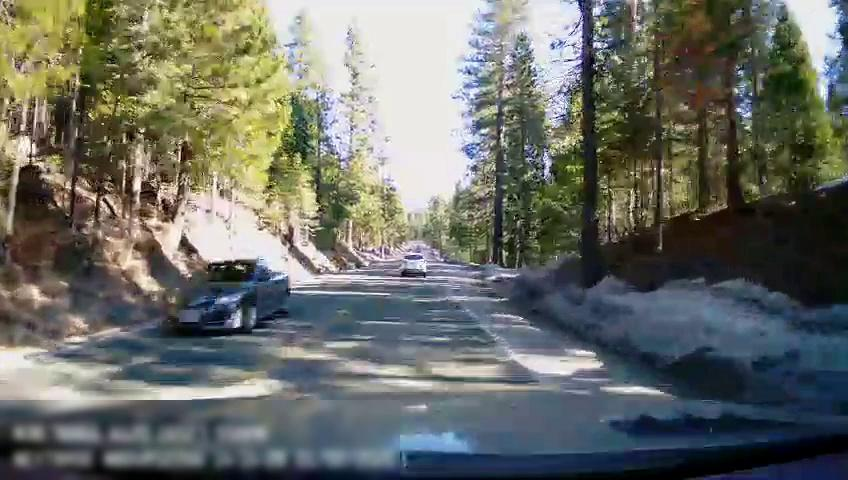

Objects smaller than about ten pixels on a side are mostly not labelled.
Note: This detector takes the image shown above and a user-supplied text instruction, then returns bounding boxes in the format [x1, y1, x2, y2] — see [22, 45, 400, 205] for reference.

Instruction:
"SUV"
[400, 255, 427, 278]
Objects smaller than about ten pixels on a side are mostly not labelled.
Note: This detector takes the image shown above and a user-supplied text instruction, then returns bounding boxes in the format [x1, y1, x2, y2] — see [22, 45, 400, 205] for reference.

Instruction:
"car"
[156, 259, 290, 336]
